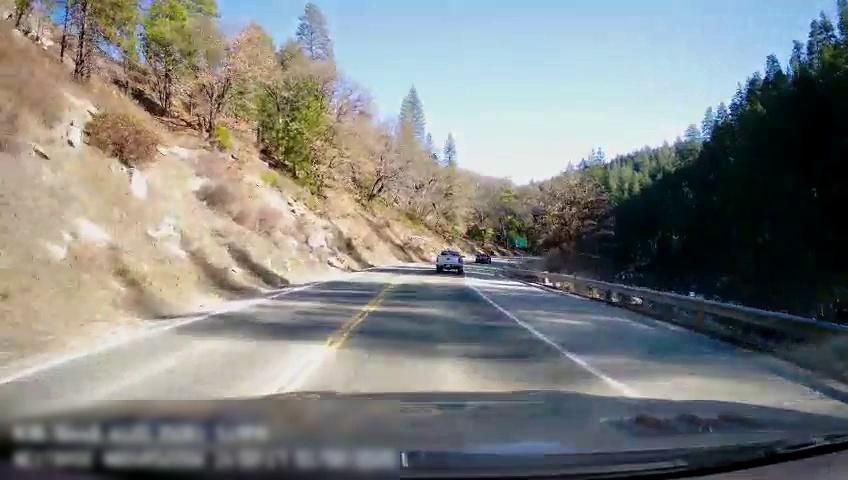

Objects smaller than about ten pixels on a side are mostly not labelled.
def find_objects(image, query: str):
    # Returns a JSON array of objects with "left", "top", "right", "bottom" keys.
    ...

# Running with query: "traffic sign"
[{"left": 515, "top": 239, "right": 528, "bottom": 248}]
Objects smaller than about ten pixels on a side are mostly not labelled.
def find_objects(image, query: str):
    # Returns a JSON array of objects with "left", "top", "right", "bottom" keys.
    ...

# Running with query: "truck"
[{"left": 435, "top": 248, "right": 464, "bottom": 273}]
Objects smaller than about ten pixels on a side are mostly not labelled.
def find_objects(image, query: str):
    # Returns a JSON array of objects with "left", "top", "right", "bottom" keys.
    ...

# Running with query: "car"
[{"left": 476, "top": 253, "right": 491, "bottom": 264}]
